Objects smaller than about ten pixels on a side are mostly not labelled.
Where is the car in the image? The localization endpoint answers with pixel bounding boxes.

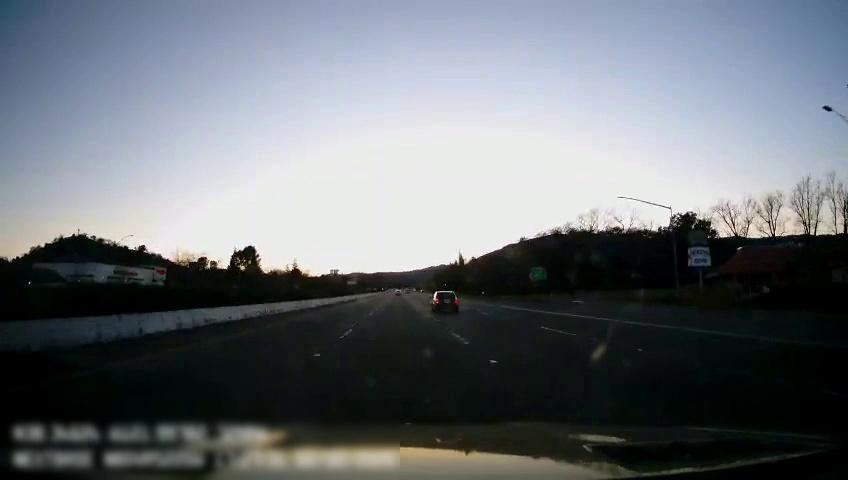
[430,290,459,313]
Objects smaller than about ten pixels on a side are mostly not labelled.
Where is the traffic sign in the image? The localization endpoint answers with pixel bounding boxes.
[530,266,547,280]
